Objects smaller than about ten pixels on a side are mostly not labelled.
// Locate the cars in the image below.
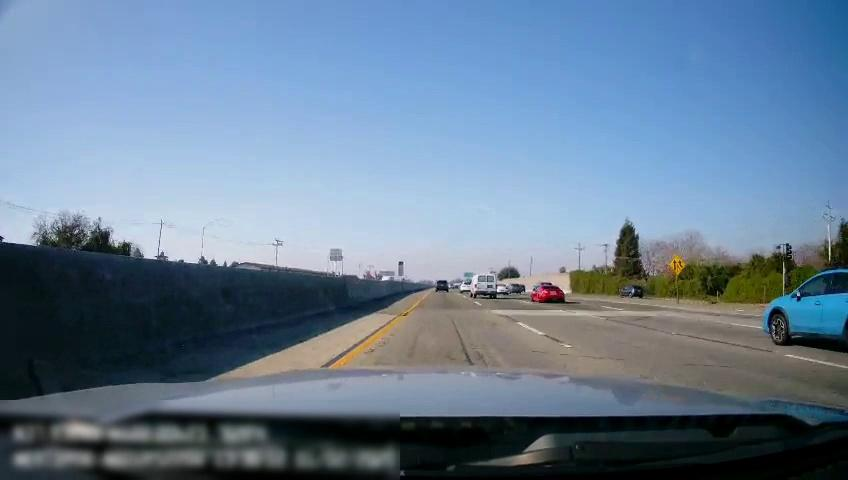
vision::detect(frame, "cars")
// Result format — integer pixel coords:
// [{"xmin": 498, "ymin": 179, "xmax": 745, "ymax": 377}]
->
[
  {"xmin": 531, "ymin": 284, "xmax": 566, "ymax": 303},
  {"xmin": 497, "ymin": 283, "xmax": 510, "ymax": 295}
]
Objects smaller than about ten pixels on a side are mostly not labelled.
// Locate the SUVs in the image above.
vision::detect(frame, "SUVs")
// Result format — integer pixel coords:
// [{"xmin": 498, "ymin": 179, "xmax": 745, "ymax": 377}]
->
[
  {"xmin": 506, "ymin": 283, "xmax": 521, "ymax": 294},
  {"xmin": 622, "ymin": 285, "xmax": 644, "ymax": 298},
  {"xmin": 459, "ymin": 280, "xmax": 470, "ymax": 294},
  {"xmin": 435, "ymin": 279, "xmax": 450, "ymax": 293},
  {"xmin": 762, "ymin": 268, "xmax": 848, "ymax": 347}
]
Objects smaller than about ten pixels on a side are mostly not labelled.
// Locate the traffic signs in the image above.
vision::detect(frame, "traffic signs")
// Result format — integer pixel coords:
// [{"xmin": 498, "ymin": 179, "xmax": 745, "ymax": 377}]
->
[{"xmin": 667, "ymin": 255, "xmax": 687, "ymax": 275}]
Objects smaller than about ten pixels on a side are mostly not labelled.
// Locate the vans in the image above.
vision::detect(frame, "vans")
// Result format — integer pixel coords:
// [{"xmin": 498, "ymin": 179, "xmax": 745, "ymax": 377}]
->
[{"xmin": 470, "ymin": 273, "xmax": 497, "ymax": 298}]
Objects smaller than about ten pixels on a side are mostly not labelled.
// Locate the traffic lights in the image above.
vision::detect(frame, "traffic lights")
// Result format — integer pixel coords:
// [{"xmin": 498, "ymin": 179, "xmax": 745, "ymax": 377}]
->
[
  {"xmin": 785, "ymin": 272, "xmax": 792, "ymax": 289},
  {"xmin": 786, "ymin": 242, "xmax": 793, "ymax": 262}
]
